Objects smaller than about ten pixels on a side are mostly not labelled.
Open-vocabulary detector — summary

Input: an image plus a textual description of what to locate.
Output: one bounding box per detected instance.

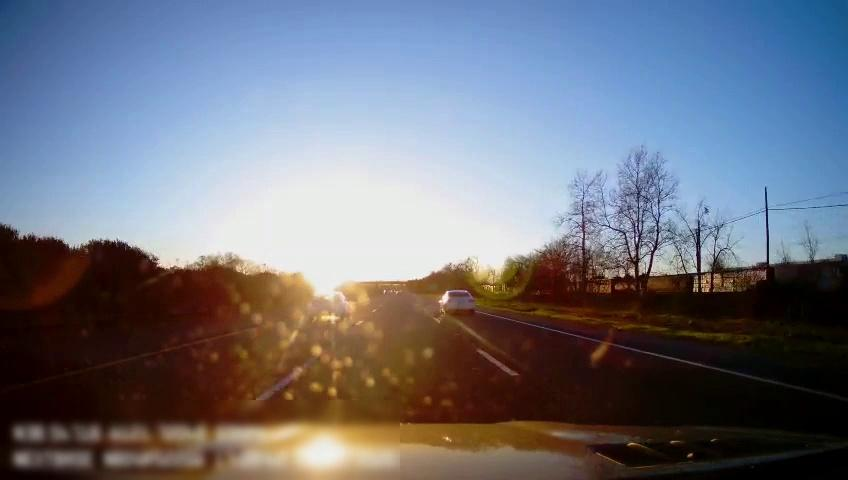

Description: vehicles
[440,290,474,315]
[308,292,346,323]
